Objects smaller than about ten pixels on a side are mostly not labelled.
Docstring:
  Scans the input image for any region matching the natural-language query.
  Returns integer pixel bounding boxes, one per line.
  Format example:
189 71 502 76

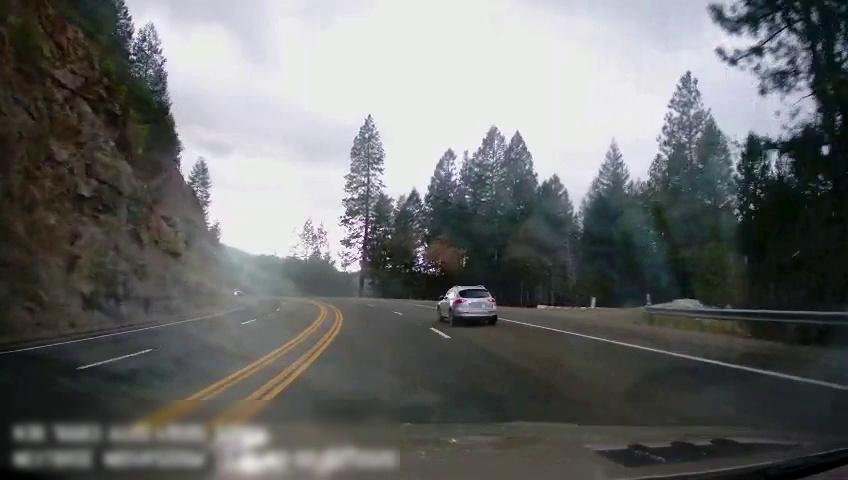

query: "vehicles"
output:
231 288 241 296
436 285 498 329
